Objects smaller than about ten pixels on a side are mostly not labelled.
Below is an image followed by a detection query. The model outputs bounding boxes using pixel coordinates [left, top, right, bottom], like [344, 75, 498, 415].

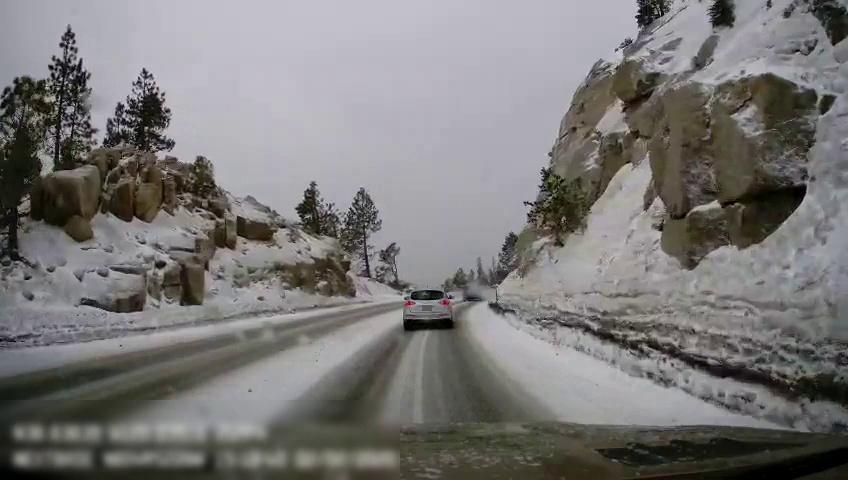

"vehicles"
[463, 283, 483, 301]
[402, 290, 454, 331]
